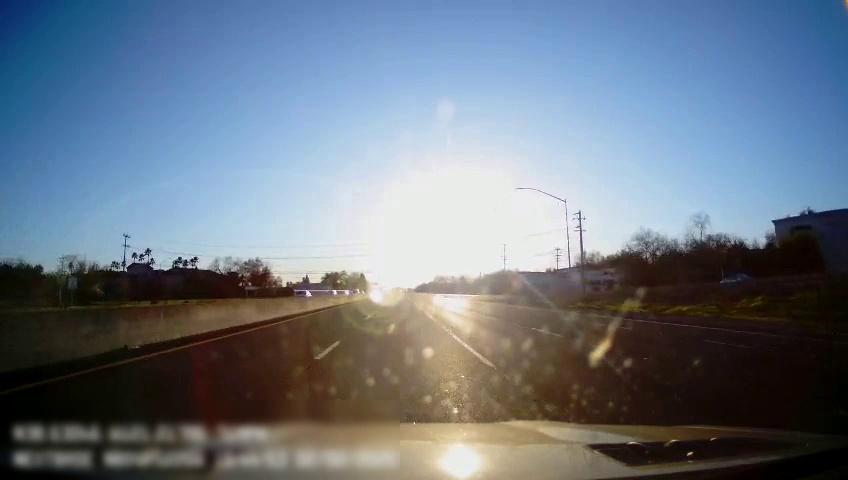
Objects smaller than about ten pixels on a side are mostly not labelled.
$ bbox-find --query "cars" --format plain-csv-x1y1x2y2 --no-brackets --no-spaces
293,290,313,300
719,274,752,285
